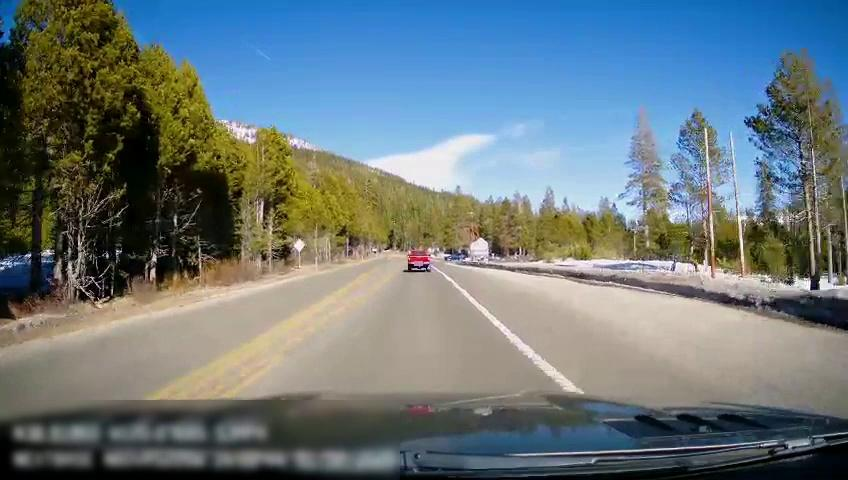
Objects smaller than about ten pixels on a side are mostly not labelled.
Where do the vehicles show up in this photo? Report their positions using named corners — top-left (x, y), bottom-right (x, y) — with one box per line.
top-left (406, 247), bottom-right (433, 273)
top-left (444, 253), bottom-right (465, 261)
